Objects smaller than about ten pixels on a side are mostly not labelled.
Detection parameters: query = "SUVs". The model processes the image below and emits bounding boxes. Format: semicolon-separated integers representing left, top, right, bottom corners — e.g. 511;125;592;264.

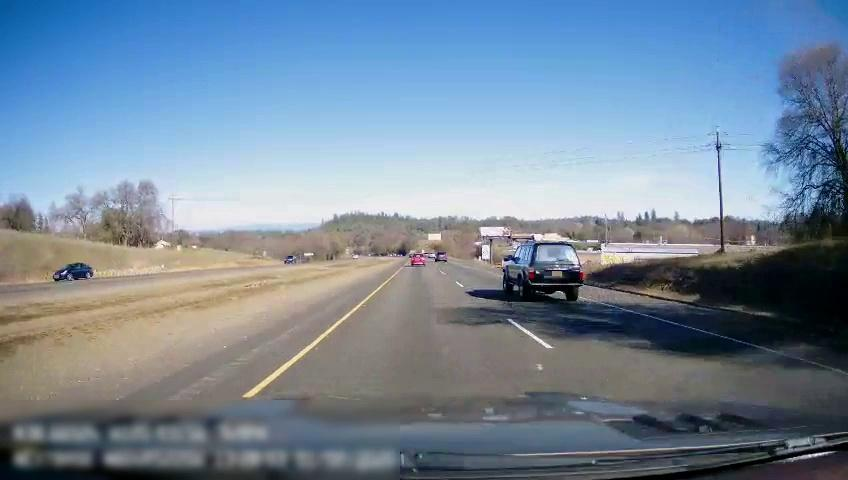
503;241;584;302
283;255;298;265
434;251;448;263
409;252;427;267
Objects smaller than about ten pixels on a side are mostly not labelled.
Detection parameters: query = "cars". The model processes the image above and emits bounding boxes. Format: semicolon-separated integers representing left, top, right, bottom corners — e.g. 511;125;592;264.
52;262;95;282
